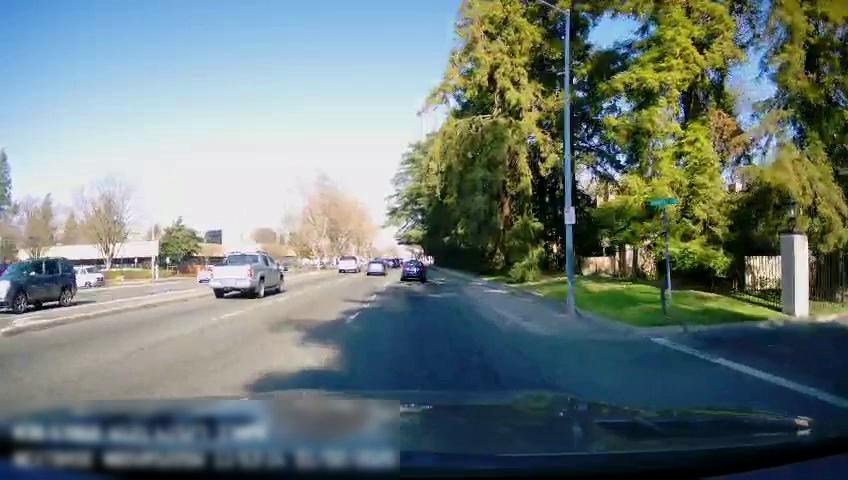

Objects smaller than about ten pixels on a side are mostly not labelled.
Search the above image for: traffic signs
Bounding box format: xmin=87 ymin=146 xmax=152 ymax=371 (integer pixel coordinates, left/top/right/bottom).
xmin=649 ymin=199 xmax=677 ymax=210
xmin=664 ymin=197 xmax=683 ymax=208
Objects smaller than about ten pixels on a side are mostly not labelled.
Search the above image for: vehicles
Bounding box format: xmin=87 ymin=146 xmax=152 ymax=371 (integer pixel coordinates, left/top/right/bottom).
xmin=366 ymin=259 xmax=388 ymax=275
xmin=336 ymin=256 xmax=362 ymax=274
xmin=208 ymin=248 xmax=286 ymax=299
xmin=400 ymin=259 xmax=428 ymax=281
xmin=387 ymin=261 xmax=399 ymax=271
xmin=0 ymin=256 xmax=79 ymax=316
xmin=198 ymin=270 xmax=209 ymax=283
xmin=74 ymin=264 xmax=106 ymax=289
